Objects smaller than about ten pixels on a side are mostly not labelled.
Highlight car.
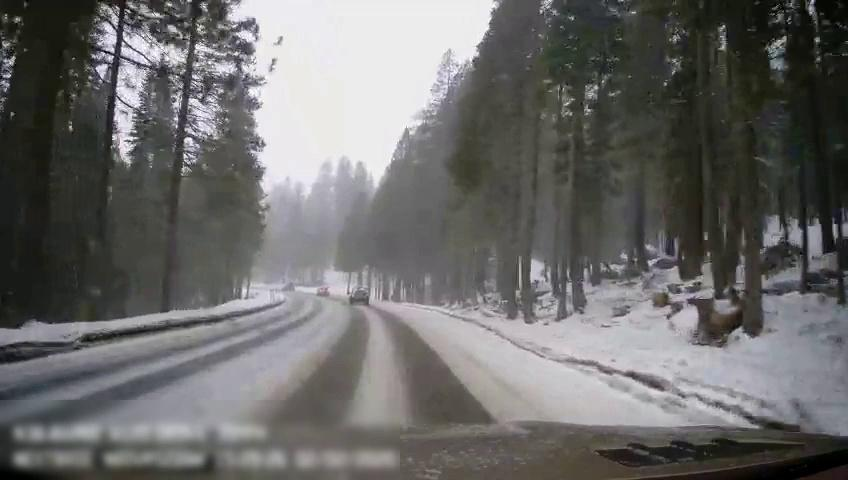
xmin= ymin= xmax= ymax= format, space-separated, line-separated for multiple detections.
xmin=317 ymin=288 xmax=330 ymax=297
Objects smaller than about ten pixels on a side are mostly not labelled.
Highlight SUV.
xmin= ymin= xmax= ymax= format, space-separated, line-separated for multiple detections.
xmin=349 ymin=288 xmax=369 ymax=306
